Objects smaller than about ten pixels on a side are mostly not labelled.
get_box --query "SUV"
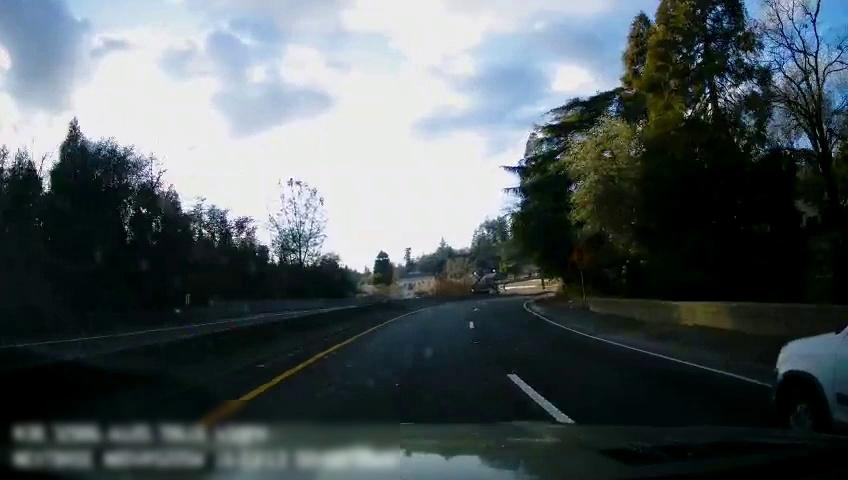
[772,324,848,434]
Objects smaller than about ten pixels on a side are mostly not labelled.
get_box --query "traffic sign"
[571,247,590,271]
